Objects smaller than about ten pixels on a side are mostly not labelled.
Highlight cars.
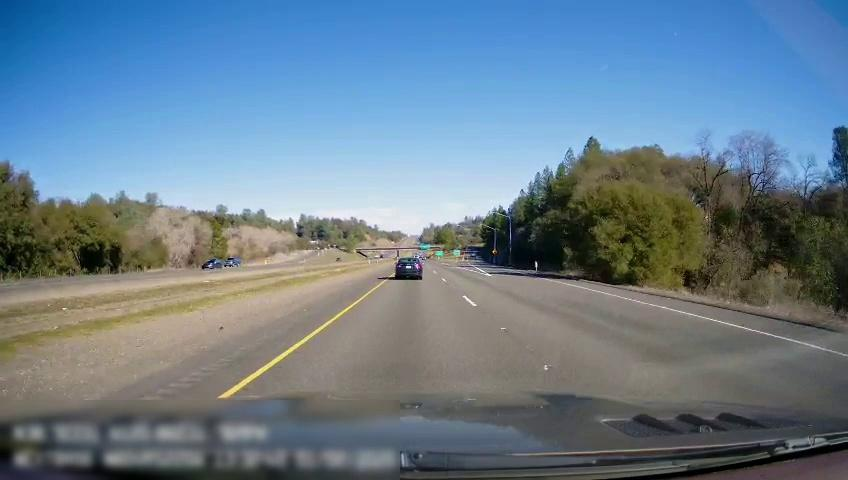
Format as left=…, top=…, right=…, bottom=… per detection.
left=200, top=259, right=224, bottom=270
left=395, top=257, right=422, bottom=278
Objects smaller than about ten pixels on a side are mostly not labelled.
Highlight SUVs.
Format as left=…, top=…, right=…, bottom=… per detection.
left=223, top=257, right=241, bottom=269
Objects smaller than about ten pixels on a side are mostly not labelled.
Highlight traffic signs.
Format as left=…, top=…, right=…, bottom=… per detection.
left=419, top=244, right=432, bottom=250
